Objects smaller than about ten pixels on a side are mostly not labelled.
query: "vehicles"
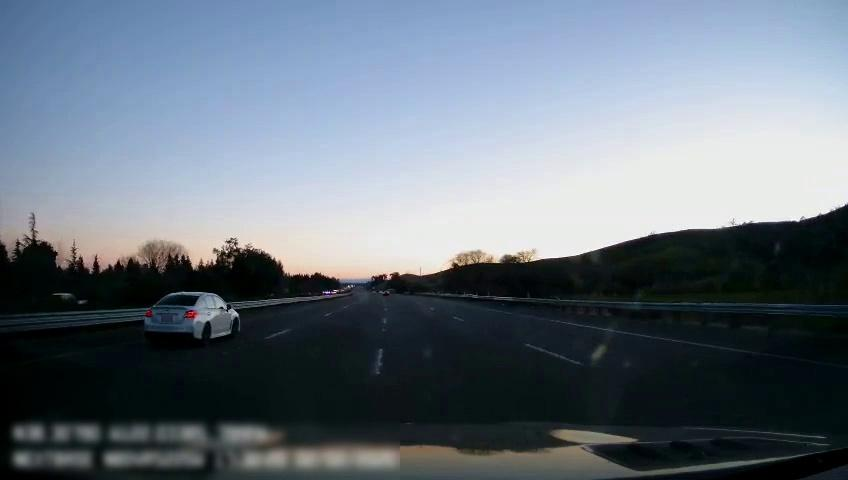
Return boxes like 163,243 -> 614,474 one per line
144,291 -> 240,350
47,293 -> 77,313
